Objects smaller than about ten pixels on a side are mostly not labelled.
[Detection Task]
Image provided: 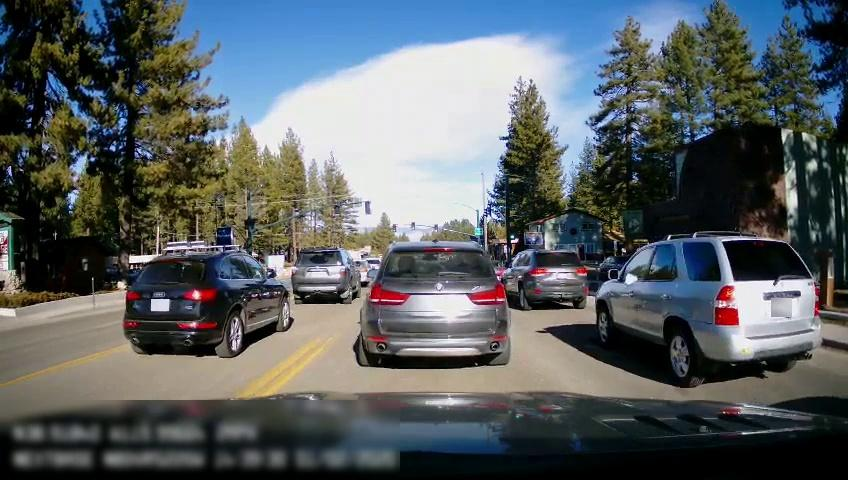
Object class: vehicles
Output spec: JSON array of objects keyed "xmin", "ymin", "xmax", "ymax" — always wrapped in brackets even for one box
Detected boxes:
[
  {"xmin": 292, "ymin": 248, "xmax": 363, "ymax": 305},
  {"xmin": 498, "ymin": 250, "xmax": 589, "ymax": 312},
  {"xmin": 595, "ymin": 233, "xmax": 821, "ymax": 386},
  {"xmin": 360, "ymin": 260, "xmax": 368, "ymax": 287},
  {"xmin": 357, "ymin": 244, "xmax": 511, "ymax": 369},
  {"xmin": 123, "ymin": 246, "xmax": 292, "ymax": 359},
  {"xmin": 360, "ymin": 257, "xmax": 381, "ymax": 270}
]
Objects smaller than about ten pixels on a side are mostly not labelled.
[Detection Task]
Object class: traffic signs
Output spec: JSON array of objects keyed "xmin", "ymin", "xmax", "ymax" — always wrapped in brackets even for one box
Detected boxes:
[{"xmin": 473, "ymin": 224, "xmax": 483, "ymax": 237}]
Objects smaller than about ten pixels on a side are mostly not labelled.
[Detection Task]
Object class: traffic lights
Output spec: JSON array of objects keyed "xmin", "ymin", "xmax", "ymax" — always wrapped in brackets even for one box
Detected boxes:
[
  {"xmin": 335, "ymin": 206, "xmax": 341, "ymax": 217},
  {"xmin": 505, "ymin": 226, "xmax": 511, "ymax": 239},
  {"xmin": 484, "ymin": 207, "xmax": 490, "ymax": 221},
  {"xmin": 364, "ymin": 201, "xmax": 370, "ymax": 215}
]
